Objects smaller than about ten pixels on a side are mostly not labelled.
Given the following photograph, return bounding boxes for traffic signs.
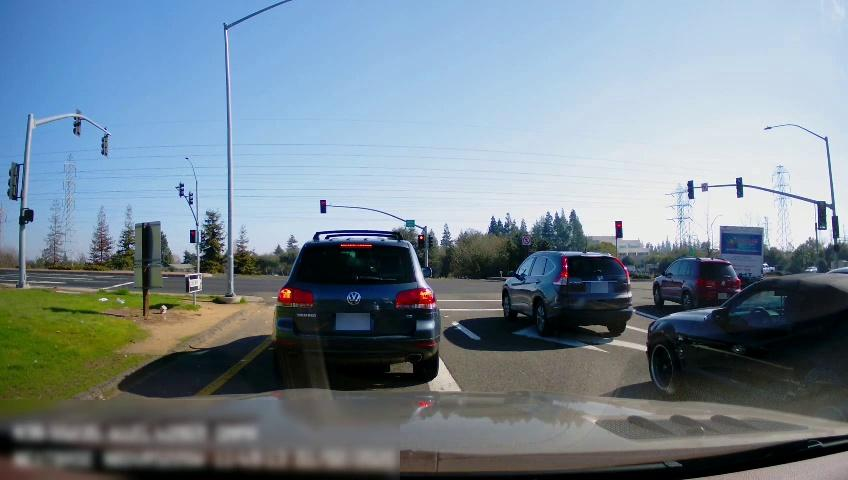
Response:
[405,220,416,228]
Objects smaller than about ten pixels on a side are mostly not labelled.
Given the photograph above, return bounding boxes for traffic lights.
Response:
[188,193,195,207]
[320,199,327,214]
[615,220,624,239]
[417,235,425,247]
[738,177,747,198]
[176,182,185,198]
[23,209,34,222]
[101,134,109,157]
[686,179,695,201]
[72,111,83,136]
[190,229,197,243]
[6,164,19,202]
[429,237,435,250]
[817,200,828,226]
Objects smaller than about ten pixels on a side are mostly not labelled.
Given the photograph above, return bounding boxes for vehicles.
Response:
[645,274,848,415]
[272,239,442,383]
[502,249,635,341]
[652,256,743,311]
[829,265,848,274]
[720,225,766,280]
